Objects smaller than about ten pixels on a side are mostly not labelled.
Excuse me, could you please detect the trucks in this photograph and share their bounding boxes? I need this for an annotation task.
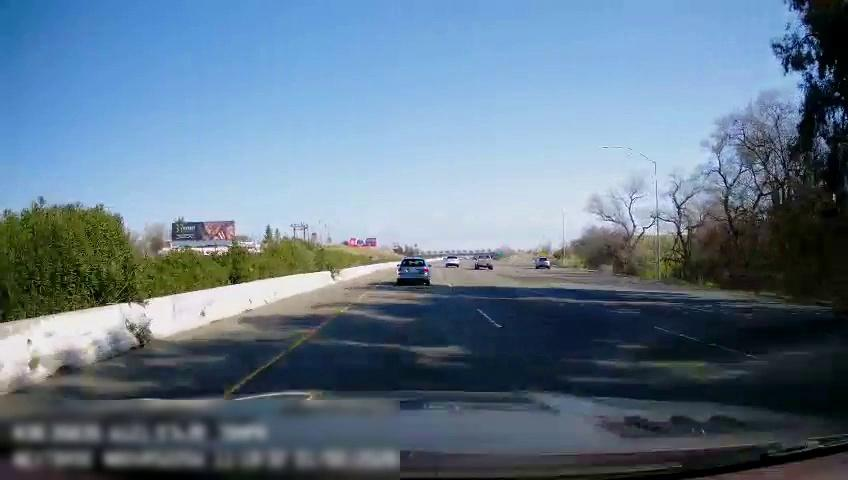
[474,256,493,270]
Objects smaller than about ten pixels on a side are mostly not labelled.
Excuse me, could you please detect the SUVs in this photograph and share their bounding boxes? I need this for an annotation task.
[535,256,550,269]
[444,255,460,268]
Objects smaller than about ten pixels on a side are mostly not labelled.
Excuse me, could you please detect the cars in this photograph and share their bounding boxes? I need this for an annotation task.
[396,259,432,286]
